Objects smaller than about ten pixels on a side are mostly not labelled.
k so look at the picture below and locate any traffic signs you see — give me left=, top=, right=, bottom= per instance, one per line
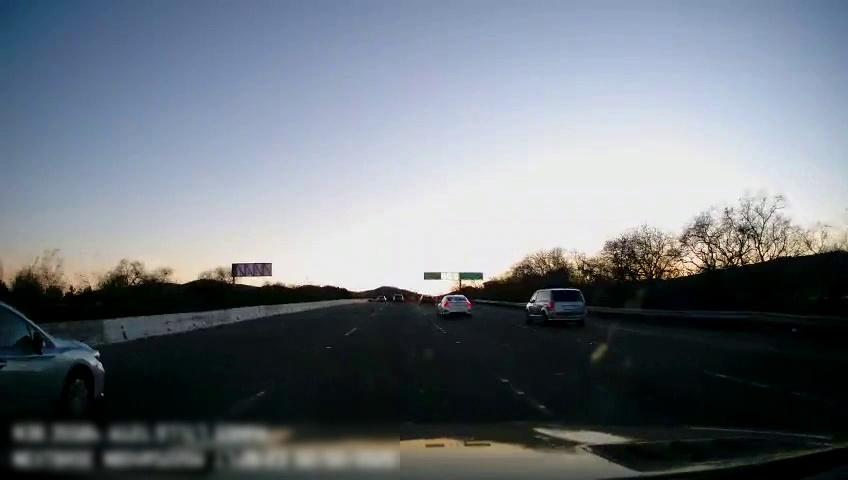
left=424, top=272, right=442, bottom=279
left=460, top=272, right=483, bottom=280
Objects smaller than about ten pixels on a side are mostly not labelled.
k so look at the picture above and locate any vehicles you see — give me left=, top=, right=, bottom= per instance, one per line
left=437, top=295, right=472, bottom=319
left=376, top=295, right=387, bottom=304
left=524, top=288, right=585, bottom=329
left=419, top=295, right=434, bottom=305
left=0, top=300, right=106, bottom=443
left=393, top=294, right=404, bottom=303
